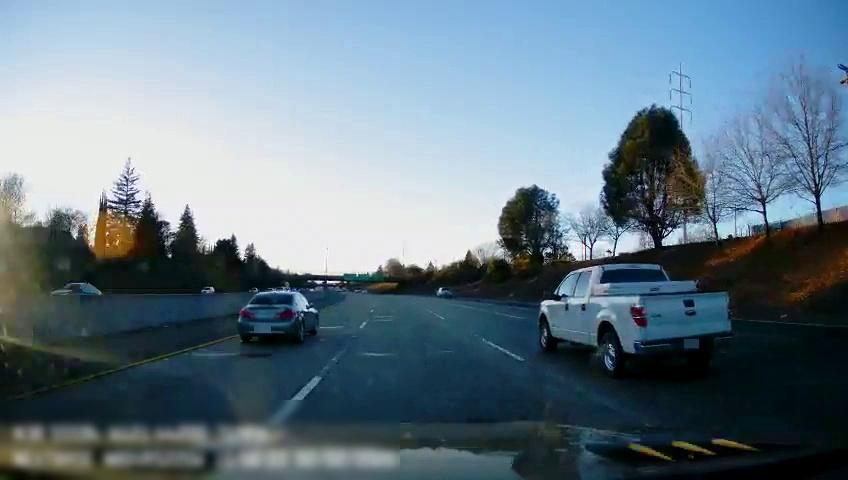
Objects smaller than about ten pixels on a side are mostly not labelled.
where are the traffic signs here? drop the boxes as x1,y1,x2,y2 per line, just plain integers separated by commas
344,273,356,280
358,274,370,281
372,273,384,280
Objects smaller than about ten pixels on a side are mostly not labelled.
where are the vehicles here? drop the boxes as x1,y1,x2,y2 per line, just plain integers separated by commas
236,289,320,344
50,282,102,296
537,264,735,376
201,286,214,294
436,287,449,297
